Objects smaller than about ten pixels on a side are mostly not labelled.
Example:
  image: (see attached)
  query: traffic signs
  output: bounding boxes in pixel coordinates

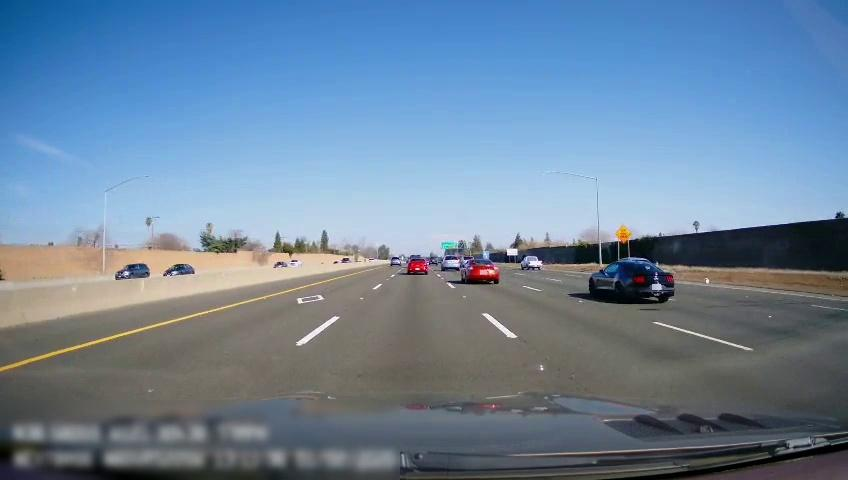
[616,223,631,245]
[440,240,459,250]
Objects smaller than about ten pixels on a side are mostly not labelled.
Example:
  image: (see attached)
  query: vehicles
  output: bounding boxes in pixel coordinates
[587,259,676,304]
[390,256,403,267]
[340,257,353,264]
[115,263,151,280]
[441,255,461,271]
[428,256,438,265]
[288,259,304,268]
[407,256,429,274]
[409,254,423,259]
[519,255,542,272]
[162,263,196,276]
[461,256,472,266]
[460,259,500,284]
